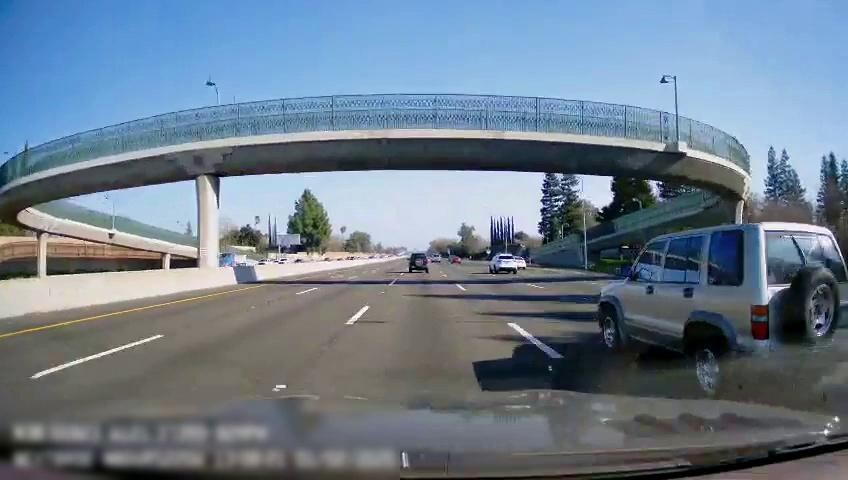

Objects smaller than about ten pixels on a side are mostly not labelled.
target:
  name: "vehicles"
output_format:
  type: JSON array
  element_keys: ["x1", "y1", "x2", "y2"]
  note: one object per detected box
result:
[
  {"x1": 451, "y1": 256, "x2": 462, "y2": 264},
  {"x1": 293, "y1": 258, "x2": 305, "y2": 263},
  {"x1": 430, "y1": 254, "x2": 441, "y2": 263},
  {"x1": 257, "y1": 259, "x2": 270, "y2": 265},
  {"x1": 408, "y1": 252, "x2": 430, "y2": 273},
  {"x1": 596, "y1": 221, "x2": 848, "y2": 401},
  {"x1": 513, "y1": 255, "x2": 526, "y2": 271},
  {"x1": 488, "y1": 254, "x2": 519, "y2": 274},
  {"x1": 277, "y1": 257, "x2": 291, "y2": 264}
]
